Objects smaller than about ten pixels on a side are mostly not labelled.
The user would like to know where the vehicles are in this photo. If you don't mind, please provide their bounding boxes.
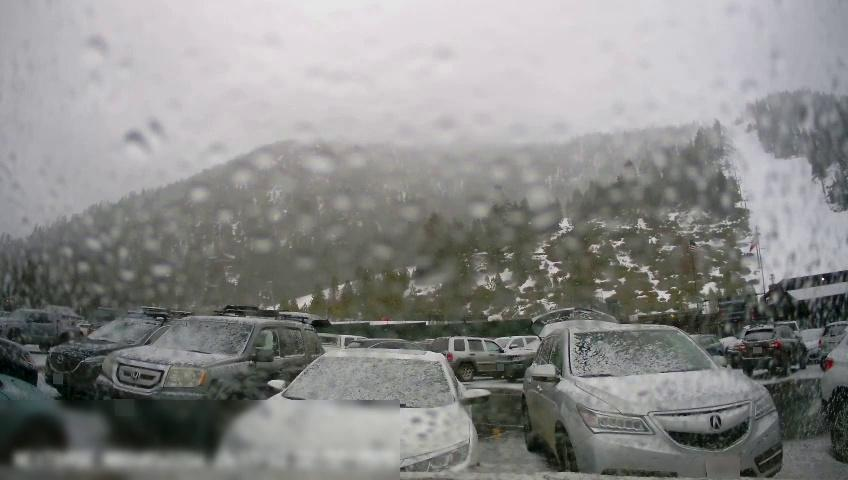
[0,337,40,388]
[343,337,424,351]
[0,308,81,355]
[316,333,364,353]
[688,334,726,356]
[0,373,70,468]
[493,335,538,352]
[429,336,507,382]
[44,318,169,412]
[728,340,743,369]
[95,316,324,461]
[216,348,492,473]
[820,335,848,464]
[799,328,823,366]
[520,321,783,480]
[719,336,742,347]
[818,321,848,370]
[740,326,809,378]
[503,321,564,384]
